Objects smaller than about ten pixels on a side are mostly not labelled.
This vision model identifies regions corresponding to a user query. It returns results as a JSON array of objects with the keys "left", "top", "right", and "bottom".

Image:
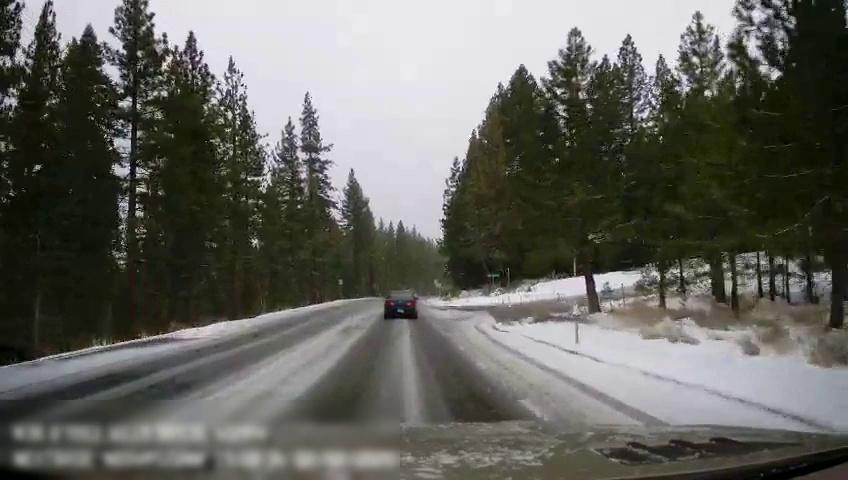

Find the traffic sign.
[{"left": 487, "top": 273, "right": 500, "bottom": 278}]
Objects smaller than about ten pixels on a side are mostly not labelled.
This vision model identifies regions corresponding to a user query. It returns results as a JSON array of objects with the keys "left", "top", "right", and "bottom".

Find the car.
[{"left": 384, "top": 290, "right": 418, "bottom": 320}]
